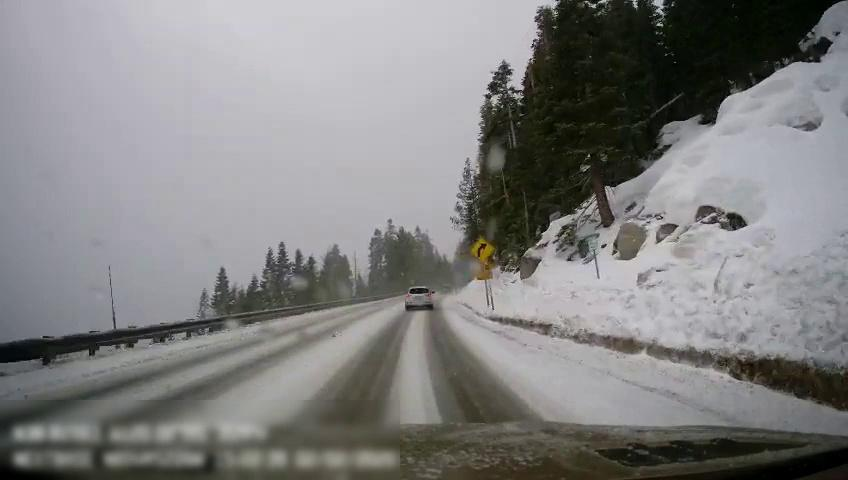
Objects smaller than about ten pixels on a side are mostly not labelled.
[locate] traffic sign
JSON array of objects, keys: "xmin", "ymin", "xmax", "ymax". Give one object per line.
[{"xmin": 470, "ymin": 239, "xmax": 493, "ymax": 263}]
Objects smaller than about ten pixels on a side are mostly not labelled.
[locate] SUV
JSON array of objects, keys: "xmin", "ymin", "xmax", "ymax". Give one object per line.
[{"xmin": 404, "ymin": 286, "xmax": 435, "ymax": 312}]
